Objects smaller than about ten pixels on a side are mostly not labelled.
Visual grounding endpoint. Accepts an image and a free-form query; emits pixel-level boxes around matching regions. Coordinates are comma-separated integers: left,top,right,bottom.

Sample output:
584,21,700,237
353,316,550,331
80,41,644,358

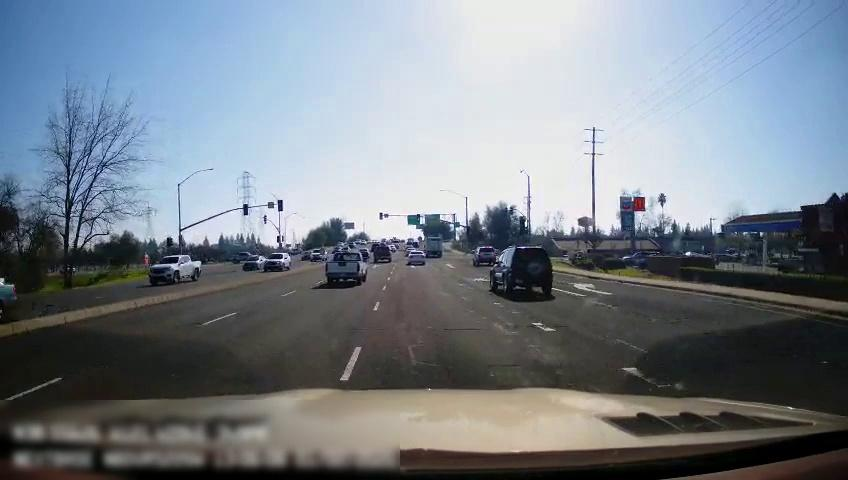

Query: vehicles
325,250,368,287
421,236,442,258
489,246,554,298
0,276,18,318
301,249,311,261
472,246,496,266
149,254,201,285
372,244,391,265
407,250,425,266
310,248,326,262
264,252,292,272
241,253,264,272
231,251,252,265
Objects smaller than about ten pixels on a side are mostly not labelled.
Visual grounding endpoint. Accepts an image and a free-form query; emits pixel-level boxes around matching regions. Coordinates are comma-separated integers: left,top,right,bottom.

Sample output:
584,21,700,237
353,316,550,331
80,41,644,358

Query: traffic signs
407,214,420,226
425,213,440,225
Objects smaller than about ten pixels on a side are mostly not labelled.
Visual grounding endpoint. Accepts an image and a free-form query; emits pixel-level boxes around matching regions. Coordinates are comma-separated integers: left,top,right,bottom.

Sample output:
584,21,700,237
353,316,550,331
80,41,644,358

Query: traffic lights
243,203,249,216
277,199,283,212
